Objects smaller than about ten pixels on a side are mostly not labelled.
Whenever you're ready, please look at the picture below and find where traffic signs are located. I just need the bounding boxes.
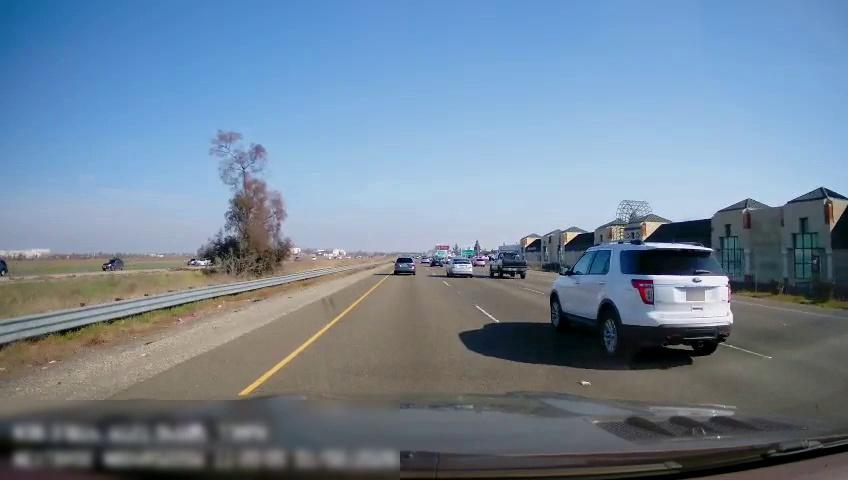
[463,249,478,256]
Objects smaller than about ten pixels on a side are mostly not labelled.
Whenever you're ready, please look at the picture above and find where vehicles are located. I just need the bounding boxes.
[392,257,416,276]
[101,257,127,272]
[488,252,528,279]
[445,256,473,278]
[0,258,9,277]
[195,257,213,267]
[472,257,485,267]
[187,257,199,266]
[429,257,443,268]
[549,238,734,359]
